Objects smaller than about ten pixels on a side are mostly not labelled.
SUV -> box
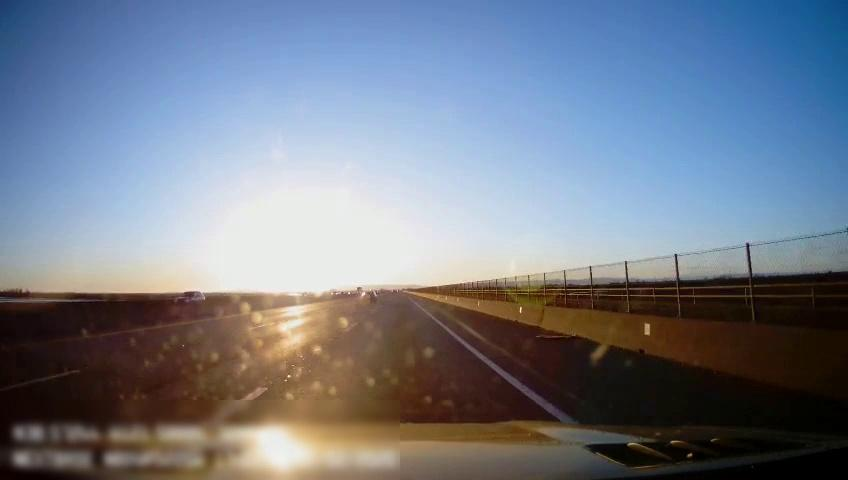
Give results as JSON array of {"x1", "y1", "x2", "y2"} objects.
[{"x1": 174, "y1": 291, "x2": 205, "y2": 304}]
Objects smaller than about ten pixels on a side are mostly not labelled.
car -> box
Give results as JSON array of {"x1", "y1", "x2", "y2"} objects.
[{"x1": 361, "y1": 290, "x2": 378, "y2": 303}]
